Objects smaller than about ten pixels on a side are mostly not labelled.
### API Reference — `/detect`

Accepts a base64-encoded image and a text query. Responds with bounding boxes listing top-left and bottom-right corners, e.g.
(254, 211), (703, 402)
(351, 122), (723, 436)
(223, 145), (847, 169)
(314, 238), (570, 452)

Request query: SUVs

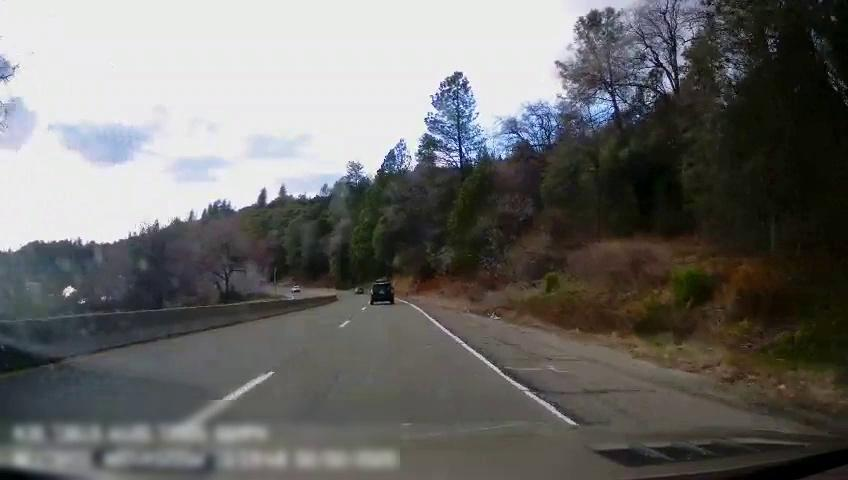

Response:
(369, 282), (396, 305)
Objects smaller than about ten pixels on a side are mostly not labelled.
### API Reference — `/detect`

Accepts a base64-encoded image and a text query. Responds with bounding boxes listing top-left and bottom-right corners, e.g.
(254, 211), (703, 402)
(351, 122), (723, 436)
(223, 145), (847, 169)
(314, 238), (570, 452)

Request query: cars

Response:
(354, 287), (364, 295)
(290, 285), (301, 294)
